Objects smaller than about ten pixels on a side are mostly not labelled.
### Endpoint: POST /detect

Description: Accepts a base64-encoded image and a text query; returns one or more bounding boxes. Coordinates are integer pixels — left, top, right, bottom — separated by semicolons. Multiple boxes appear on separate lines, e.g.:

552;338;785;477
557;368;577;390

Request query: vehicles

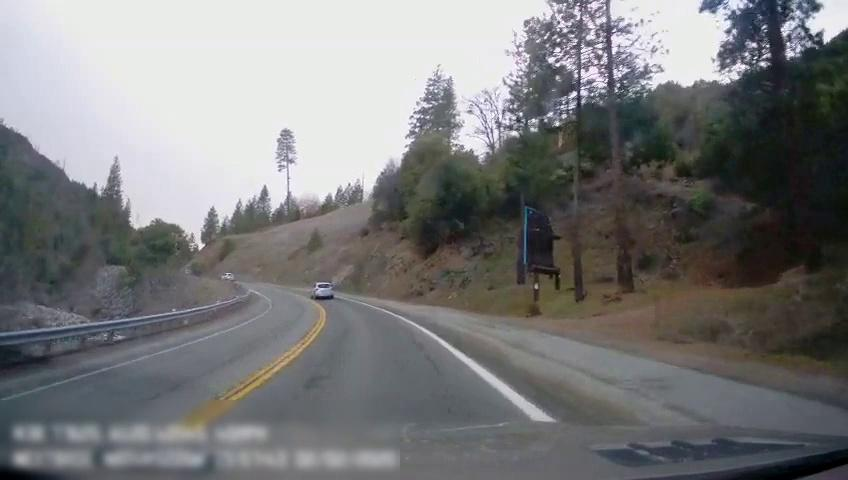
310;282;334;300
220;272;234;282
